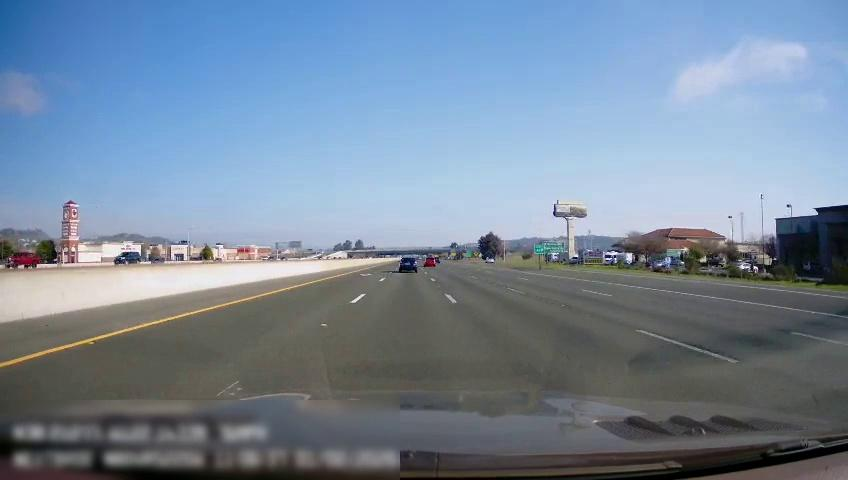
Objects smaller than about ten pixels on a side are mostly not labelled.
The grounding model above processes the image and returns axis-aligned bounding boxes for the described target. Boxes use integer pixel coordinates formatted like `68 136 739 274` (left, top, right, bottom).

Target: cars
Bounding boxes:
424 258 436 267
113 251 143 265
150 257 165 264
399 258 417 272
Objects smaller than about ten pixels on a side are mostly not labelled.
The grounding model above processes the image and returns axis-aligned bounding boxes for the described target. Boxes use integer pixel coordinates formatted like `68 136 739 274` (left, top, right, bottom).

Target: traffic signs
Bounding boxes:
534 244 550 255
543 242 564 253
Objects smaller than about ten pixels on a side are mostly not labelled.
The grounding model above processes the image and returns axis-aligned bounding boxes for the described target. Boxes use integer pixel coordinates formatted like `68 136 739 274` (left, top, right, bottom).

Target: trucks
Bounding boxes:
5 252 40 269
